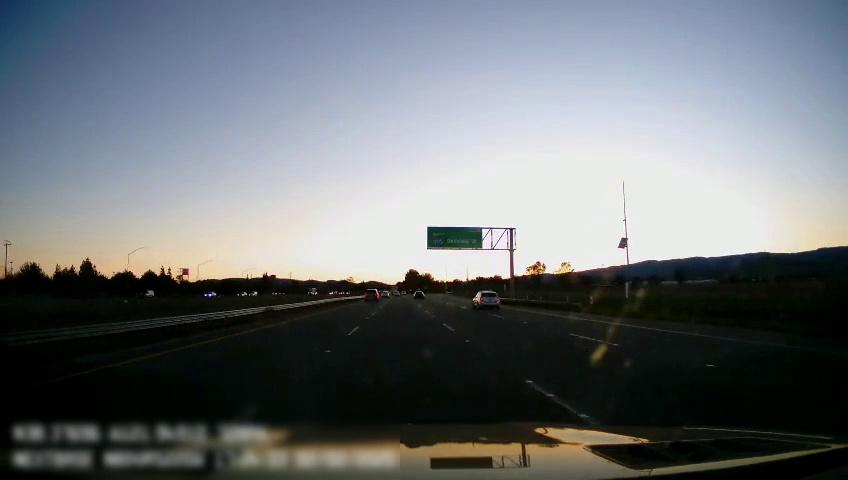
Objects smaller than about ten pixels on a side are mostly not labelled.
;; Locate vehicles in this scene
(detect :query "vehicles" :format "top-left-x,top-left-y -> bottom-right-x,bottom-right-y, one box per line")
236,292 -> 248,297
363,289 -> 379,303
413,290 -> 426,301
248,291 -> 258,297
203,292 -> 217,298
139,290 -> 155,298
472,291 -> 501,312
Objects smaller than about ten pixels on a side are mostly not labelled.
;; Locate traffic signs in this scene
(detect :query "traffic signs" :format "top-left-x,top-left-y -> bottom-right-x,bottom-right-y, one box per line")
426,226 -> 482,248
